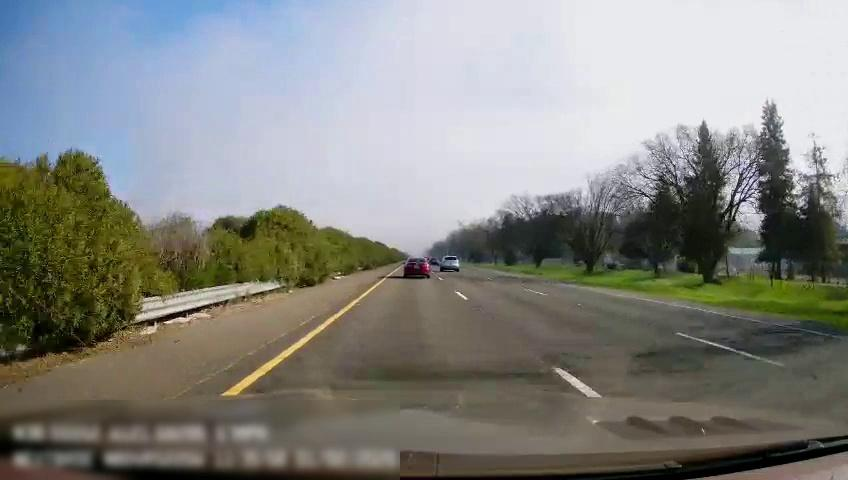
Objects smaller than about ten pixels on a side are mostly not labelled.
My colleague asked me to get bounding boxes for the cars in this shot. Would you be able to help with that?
[403,259,431,280]
[429,258,440,266]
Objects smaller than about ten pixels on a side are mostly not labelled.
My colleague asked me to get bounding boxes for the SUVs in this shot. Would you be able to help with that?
[439,255,459,272]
